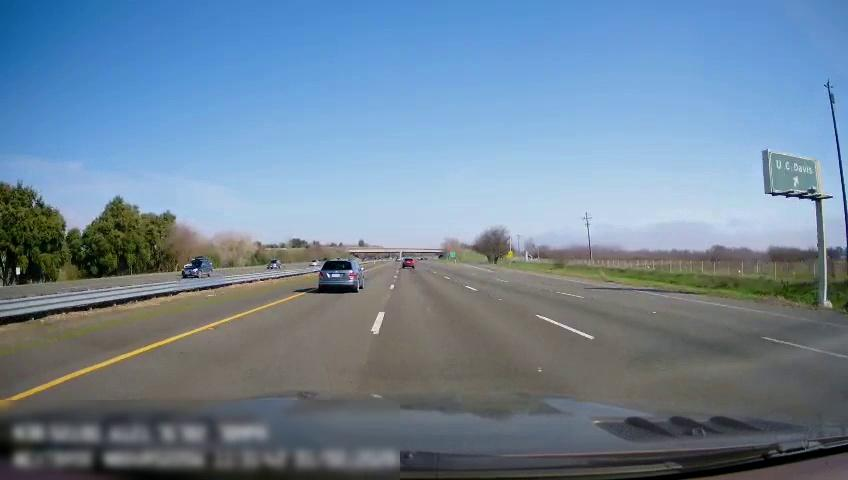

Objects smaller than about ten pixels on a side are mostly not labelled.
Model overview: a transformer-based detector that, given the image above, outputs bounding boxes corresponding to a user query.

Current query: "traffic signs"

[761,149,819,195]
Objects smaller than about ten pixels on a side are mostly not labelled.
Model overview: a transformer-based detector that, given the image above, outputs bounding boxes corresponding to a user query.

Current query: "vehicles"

[181,256,212,278]
[318,257,365,293]
[266,259,281,270]
[402,258,416,270]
